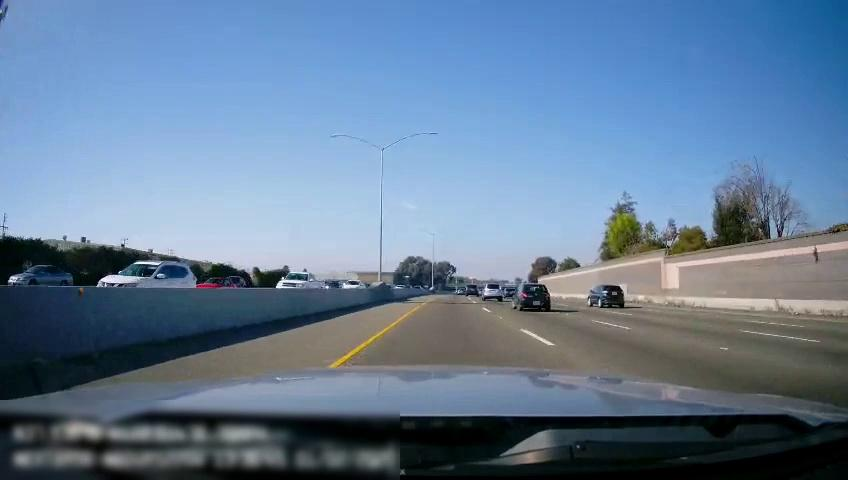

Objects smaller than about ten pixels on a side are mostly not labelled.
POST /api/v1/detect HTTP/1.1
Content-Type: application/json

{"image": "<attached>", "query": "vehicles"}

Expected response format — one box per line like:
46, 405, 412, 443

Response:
587, 284, 625, 309
276, 271, 326, 289
96, 260, 197, 288
512, 283, 551, 312
229, 276, 247, 288
503, 287, 517, 298
196, 276, 241, 289
465, 284, 479, 297
8, 264, 74, 286
342, 280, 367, 289
325, 280, 344, 289
481, 283, 502, 302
